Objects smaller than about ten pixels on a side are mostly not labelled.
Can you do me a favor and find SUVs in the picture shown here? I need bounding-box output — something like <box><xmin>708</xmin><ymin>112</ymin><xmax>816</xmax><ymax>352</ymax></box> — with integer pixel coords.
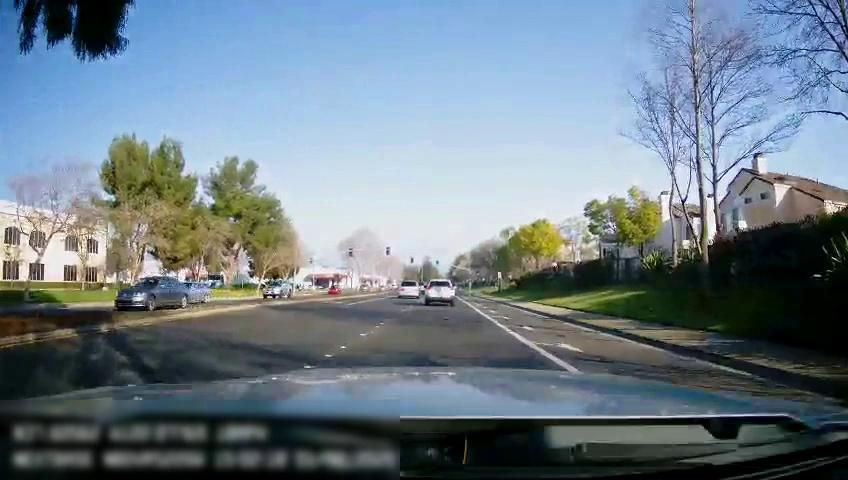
<box><xmin>261</xmin><ymin>278</ymin><xmax>293</xmax><ymax>300</ymax></box>
<box><xmin>397</xmin><ymin>280</ymin><xmax>419</xmax><ymax>300</ymax></box>
<box><xmin>423</xmin><ymin>279</ymin><xmax>455</xmax><ymax>306</ymax></box>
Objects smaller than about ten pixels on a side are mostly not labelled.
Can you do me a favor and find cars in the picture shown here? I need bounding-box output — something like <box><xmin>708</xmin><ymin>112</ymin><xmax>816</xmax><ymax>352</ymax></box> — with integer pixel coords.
<box><xmin>186</xmin><ymin>280</ymin><xmax>210</xmax><ymax>305</ymax></box>
<box><xmin>328</xmin><ymin>285</ymin><xmax>342</xmax><ymax>295</ymax></box>
<box><xmin>115</xmin><ymin>275</ymin><xmax>193</xmax><ymax>312</ymax></box>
